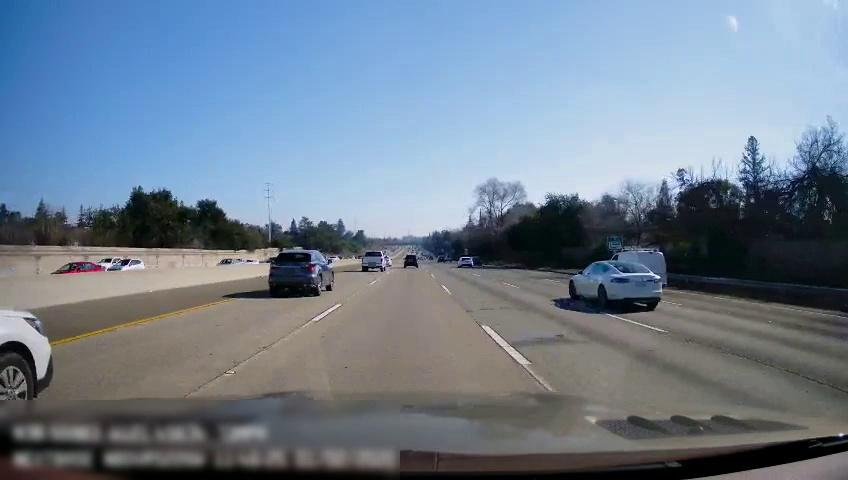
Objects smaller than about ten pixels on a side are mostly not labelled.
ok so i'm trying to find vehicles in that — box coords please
[258,256,279,264]
[328,255,341,261]
[609,245,668,290]
[267,249,336,297]
[0,307,55,419]
[568,260,663,312]
[381,255,392,267]
[239,258,260,265]
[403,254,419,269]
[50,260,107,276]
[361,250,389,273]
[457,256,473,268]
[95,256,125,272]
[214,258,242,267]
[106,256,145,272]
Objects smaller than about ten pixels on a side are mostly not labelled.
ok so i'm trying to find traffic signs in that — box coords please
[607,233,625,252]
